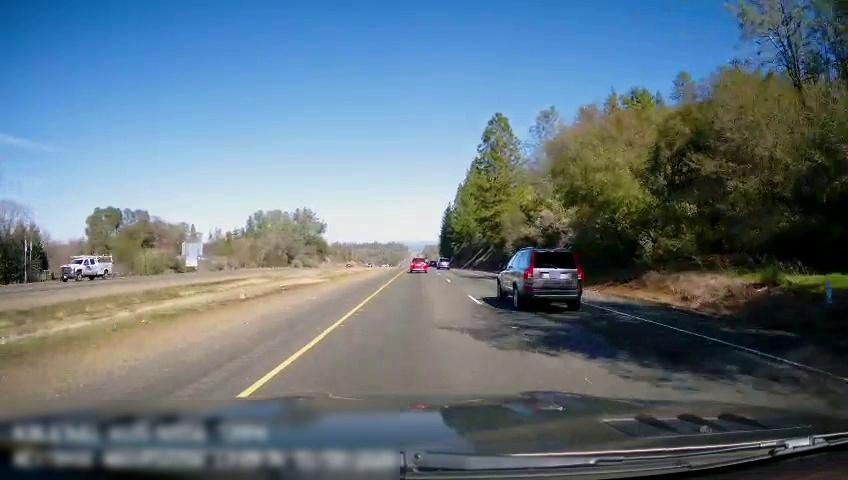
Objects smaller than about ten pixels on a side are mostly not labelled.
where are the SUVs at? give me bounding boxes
[495,246,584,314]
[409,257,428,273]
[436,257,452,270]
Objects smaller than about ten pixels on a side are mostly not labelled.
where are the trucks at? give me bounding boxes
[60,257,113,283]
